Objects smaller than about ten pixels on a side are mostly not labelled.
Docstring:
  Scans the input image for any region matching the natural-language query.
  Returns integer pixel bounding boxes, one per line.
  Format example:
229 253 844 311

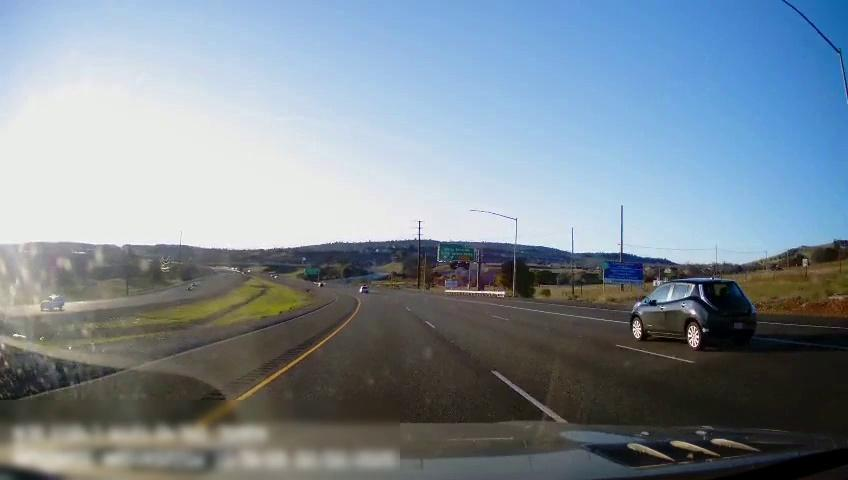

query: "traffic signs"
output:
437 245 476 263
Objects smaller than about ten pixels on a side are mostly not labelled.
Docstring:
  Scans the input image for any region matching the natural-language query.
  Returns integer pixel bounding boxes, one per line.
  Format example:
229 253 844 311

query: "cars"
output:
629 278 759 351
358 285 369 294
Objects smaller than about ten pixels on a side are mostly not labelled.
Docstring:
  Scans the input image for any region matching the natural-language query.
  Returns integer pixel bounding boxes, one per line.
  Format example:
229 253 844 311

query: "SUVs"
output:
40 295 64 312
